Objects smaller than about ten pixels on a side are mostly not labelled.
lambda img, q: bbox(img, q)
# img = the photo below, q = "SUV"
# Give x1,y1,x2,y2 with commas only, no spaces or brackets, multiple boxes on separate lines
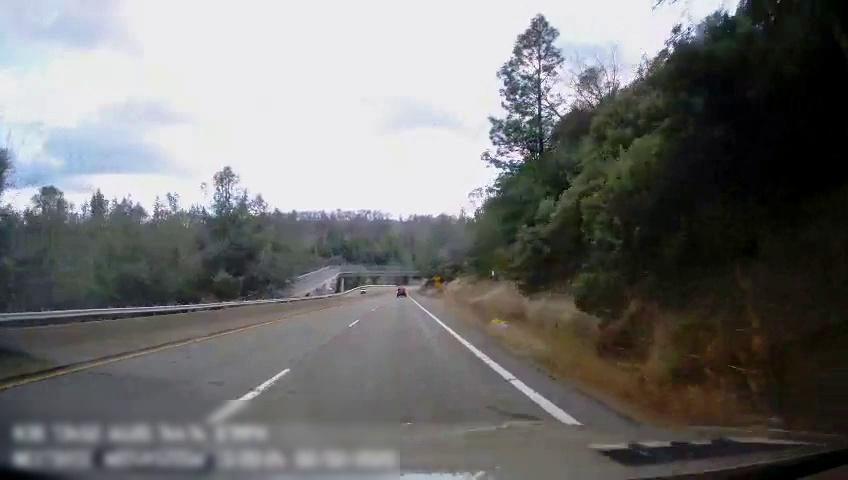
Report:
396,288,407,298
